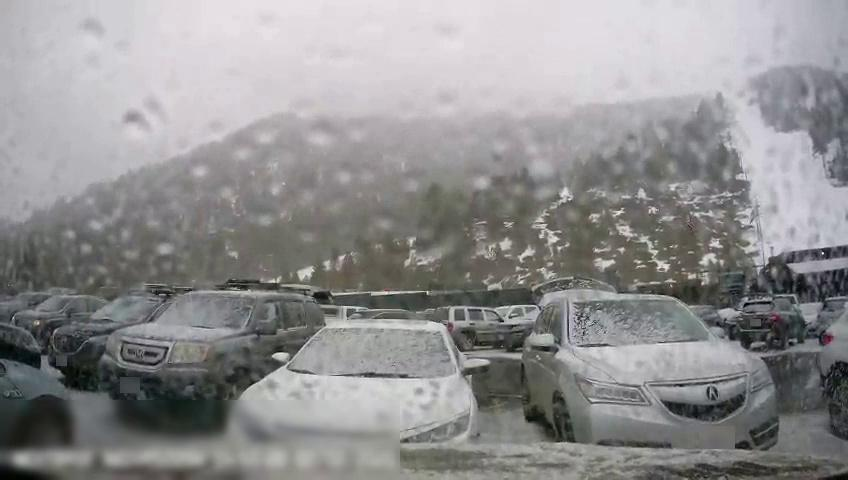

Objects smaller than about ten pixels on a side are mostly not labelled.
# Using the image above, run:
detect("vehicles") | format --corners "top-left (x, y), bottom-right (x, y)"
top-left (520, 289), bottom-right (780, 453)
top-left (717, 309), bottom-right (738, 319)
top-left (503, 290), bottom-right (568, 354)
top-left (798, 302), bottom-right (824, 340)
top-left (48, 295), bottom-right (174, 393)
top-left (816, 296), bottom-right (848, 339)
top-left (735, 299), bottom-right (808, 354)
top-left (495, 305), bottom-right (538, 320)
top-left (98, 291), bottom-right (327, 436)
top-left (814, 310), bottom-right (848, 441)
top-left (347, 308), bottom-right (425, 321)
top-left (0, 322), bottom-right (42, 371)
top-left (223, 318), bottom-right (491, 446)
top-left (430, 306), bottom-right (506, 352)
top-left (0, 292), bottom-right (54, 325)
top-left (726, 311), bottom-right (741, 341)
top-left (687, 305), bottom-right (725, 329)
top-left (319, 304), bottom-right (367, 319)
top-left (11, 295), bottom-right (108, 356)
top-left (0, 357), bottom-right (77, 451)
